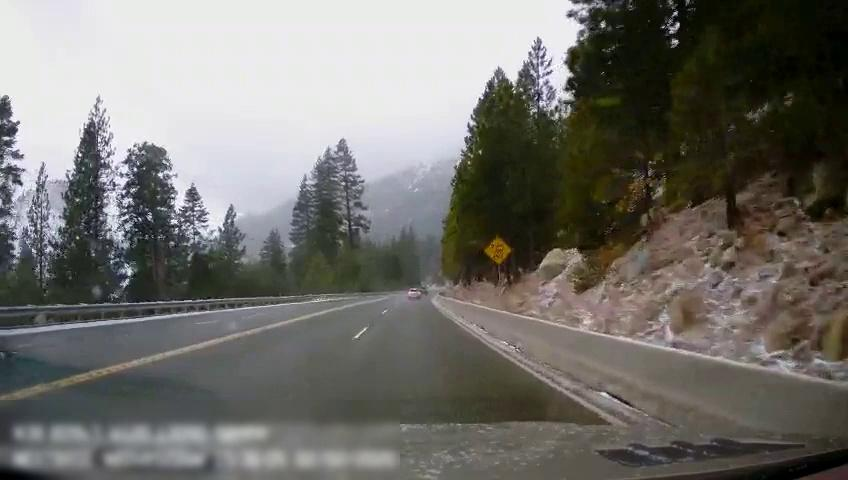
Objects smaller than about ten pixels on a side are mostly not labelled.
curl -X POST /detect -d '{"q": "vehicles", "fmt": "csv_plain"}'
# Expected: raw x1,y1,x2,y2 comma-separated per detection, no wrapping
407,287,422,299
416,286,428,296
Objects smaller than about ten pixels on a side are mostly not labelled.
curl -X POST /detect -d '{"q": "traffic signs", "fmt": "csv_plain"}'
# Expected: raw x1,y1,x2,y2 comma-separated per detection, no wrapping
483,236,513,265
